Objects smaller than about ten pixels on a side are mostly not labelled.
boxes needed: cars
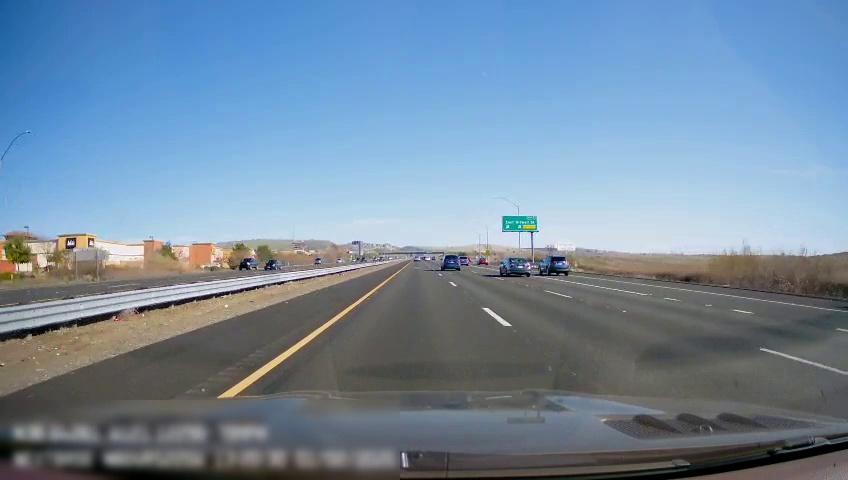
[441,255,460,271]
[264,260,282,271]
[499,257,532,278]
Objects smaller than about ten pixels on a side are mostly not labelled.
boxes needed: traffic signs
[502,216,538,233]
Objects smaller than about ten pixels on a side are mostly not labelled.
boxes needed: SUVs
[476,257,489,265]
[238,257,259,271]
[457,256,469,267]
[538,255,572,276]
